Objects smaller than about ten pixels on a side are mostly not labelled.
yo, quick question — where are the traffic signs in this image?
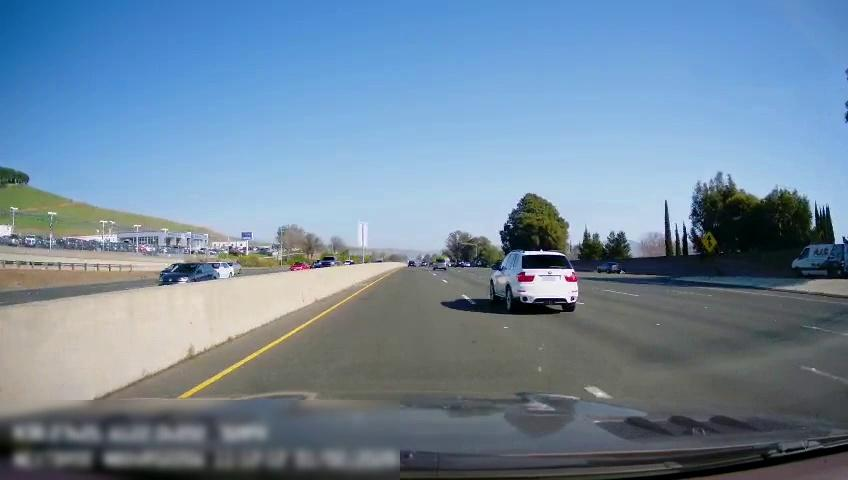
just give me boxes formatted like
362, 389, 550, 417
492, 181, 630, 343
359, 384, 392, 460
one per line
701, 231, 717, 253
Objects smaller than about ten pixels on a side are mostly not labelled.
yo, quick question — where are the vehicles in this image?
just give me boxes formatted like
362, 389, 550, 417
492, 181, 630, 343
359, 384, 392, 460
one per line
311, 260, 321, 268
597, 262, 620, 274
208, 261, 235, 278
489, 249, 581, 313
160, 262, 221, 284
431, 258, 447, 270
342, 259, 355, 265
317, 256, 337, 269
790, 242, 848, 277
289, 263, 310, 271
232, 264, 242, 278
